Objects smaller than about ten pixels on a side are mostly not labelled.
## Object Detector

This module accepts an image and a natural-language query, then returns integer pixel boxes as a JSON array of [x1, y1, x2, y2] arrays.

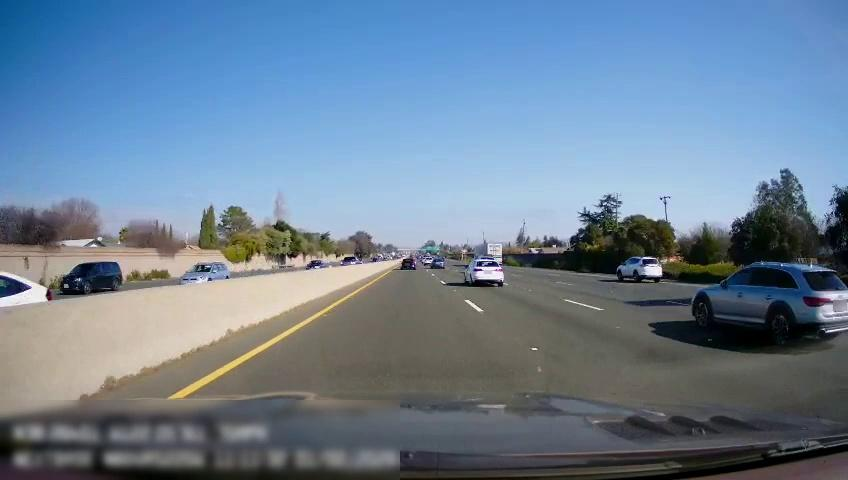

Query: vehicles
[[487, 257, 502, 266], [400, 257, 417, 271], [692, 261, 848, 342], [616, 256, 662, 283], [463, 259, 505, 288], [0, 271, 51, 308], [306, 258, 322, 271], [60, 262, 123, 295], [178, 262, 232, 285], [478, 243, 502, 265], [430, 258, 445, 269], [340, 256, 362, 266]]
